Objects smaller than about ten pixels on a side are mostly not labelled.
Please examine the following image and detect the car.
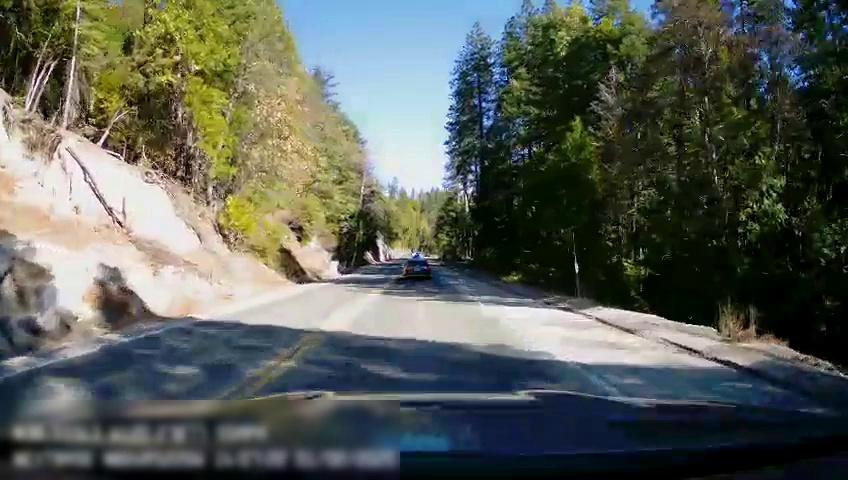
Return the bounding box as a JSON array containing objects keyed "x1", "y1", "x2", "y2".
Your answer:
[{"x1": 402, "y1": 256, "x2": 434, "y2": 281}]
